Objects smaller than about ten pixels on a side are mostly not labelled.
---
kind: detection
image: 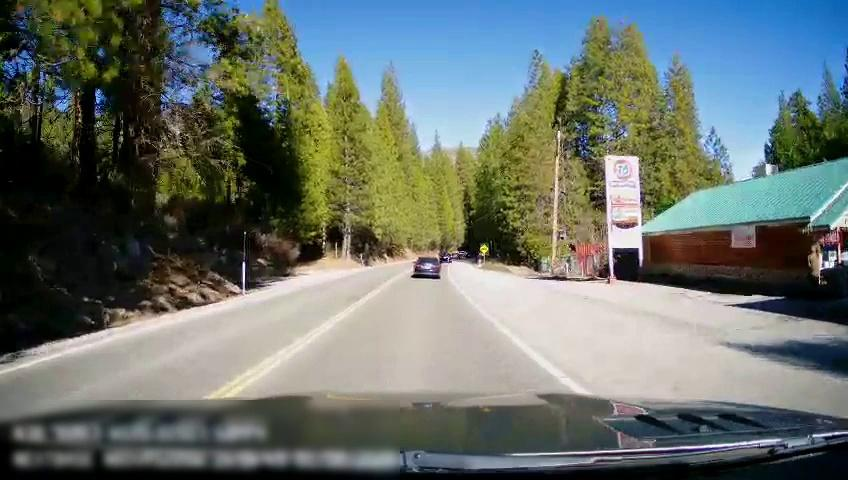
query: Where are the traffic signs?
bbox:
[479,243,489,255]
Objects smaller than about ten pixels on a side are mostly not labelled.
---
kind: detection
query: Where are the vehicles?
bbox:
[439,252,454,264]
[412,256,441,278]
